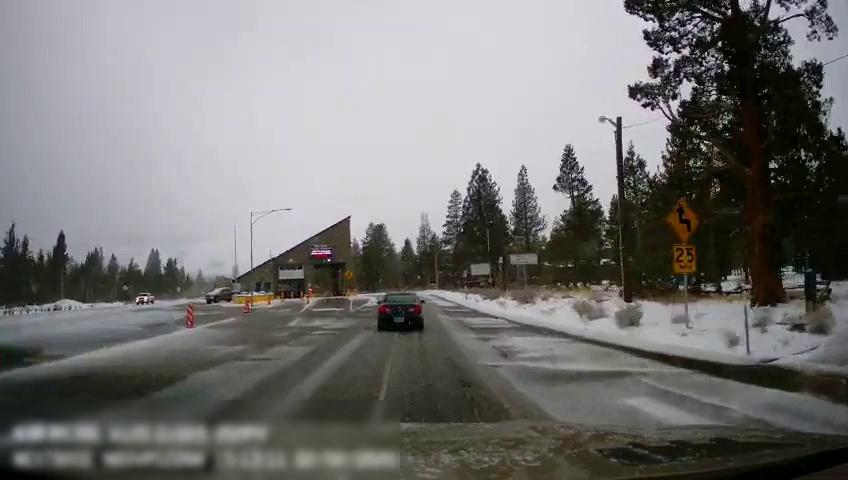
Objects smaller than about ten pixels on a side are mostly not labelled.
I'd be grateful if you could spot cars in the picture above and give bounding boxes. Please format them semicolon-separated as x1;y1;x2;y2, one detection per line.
376;292;426;331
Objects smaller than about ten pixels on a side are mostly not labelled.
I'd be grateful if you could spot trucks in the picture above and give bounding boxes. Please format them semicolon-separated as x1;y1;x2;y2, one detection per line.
136;293;155;305
205;288;241;304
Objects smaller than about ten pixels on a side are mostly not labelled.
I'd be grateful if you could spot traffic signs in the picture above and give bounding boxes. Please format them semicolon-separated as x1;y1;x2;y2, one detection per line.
667;197;698;242
510;254;538;266
470;264;491;276
673;244;698;274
